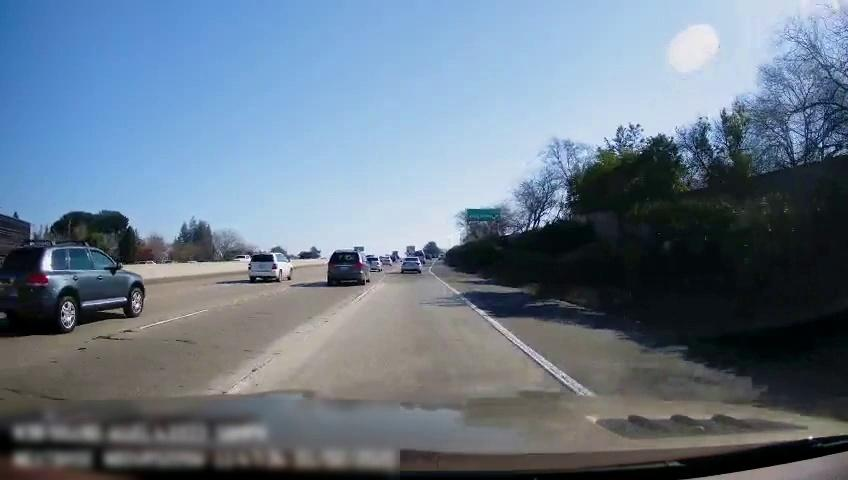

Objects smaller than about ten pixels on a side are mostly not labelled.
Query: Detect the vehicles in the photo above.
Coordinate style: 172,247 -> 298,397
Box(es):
231,255 -> 251,262
412,250 -> 426,265
379,257 -> 393,268
326,249 -> 372,287
366,256 -> 383,272
0,245 -> 147,335
399,256 -> 423,274
406,246 -> 415,257
247,253 -> 295,284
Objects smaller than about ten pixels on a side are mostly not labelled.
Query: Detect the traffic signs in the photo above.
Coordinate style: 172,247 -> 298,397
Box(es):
466,208 -> 502,222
